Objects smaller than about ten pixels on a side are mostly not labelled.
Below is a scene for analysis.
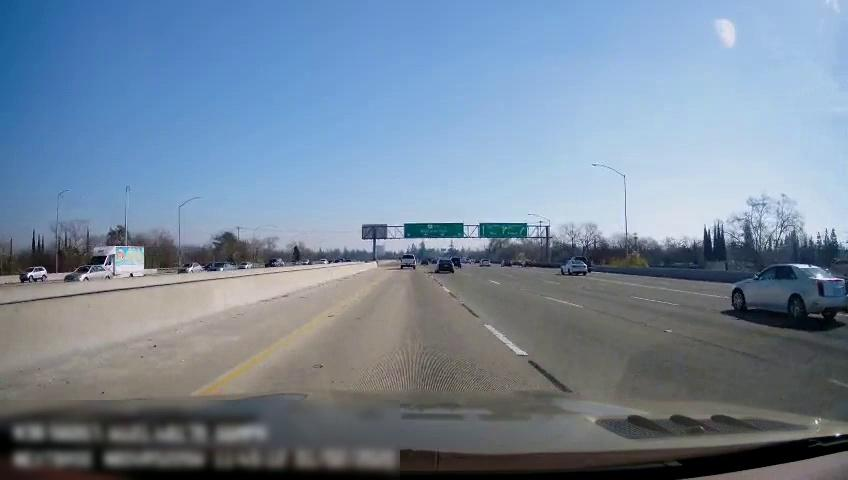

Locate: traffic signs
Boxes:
[361,223,388,239]
[478,222,529,240]
[403,222,465,240]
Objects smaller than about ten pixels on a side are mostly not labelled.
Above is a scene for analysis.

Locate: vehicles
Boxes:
[207,262,235,272]
[88,245,145,281]
[62,263,113,282]
[571,255,592,274]
[177,261,204,275]
[522,259,534,268]
[435,255,455,274]
[398,254,417,270]
[730,263,848,325]
[559,259,588,276]
[450,257,462,269]
[19,266,48,284]
[501,258,513,268]
[264,257,285,268]
[238,261,253,270]
[479,259,491,268]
